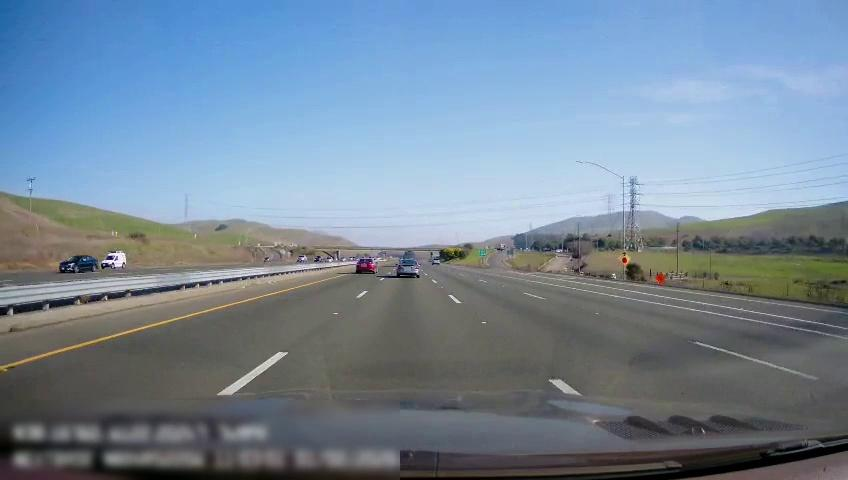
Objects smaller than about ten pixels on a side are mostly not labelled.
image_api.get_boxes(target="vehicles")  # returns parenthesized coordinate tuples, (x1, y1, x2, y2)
(100, 252, 127, 270)
(59, 254, 100, 274)
(314, 255, 324, 263)
(355, 257, 380, 275)
(296, 255, 308, 264)
(395, 257, 420, 278)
